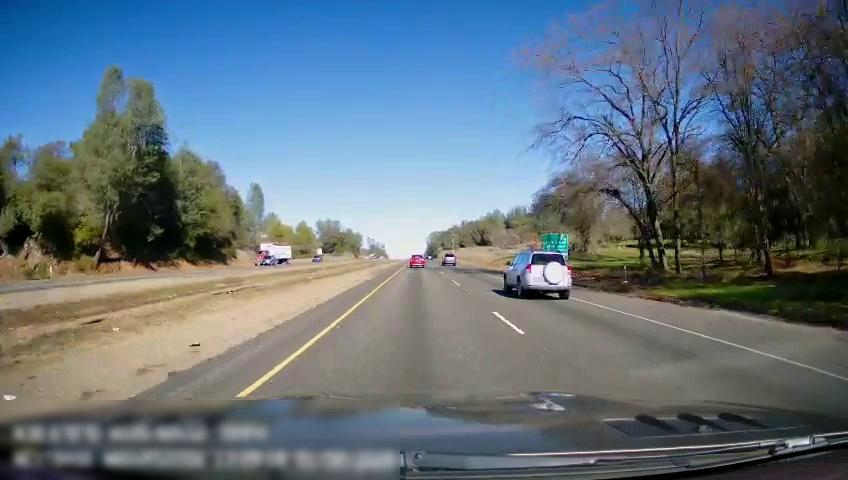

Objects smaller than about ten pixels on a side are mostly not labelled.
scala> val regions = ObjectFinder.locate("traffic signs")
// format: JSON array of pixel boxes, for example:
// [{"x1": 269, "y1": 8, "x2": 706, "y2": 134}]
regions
[{"x1": 543, "y1": 233, "x2": 568, "y2": 257}]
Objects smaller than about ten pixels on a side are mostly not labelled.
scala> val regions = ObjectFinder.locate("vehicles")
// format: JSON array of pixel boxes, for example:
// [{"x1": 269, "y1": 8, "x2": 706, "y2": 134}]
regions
[
  {"x1": 253, "y1": 242, "x2": 292, "y2": 267},
  {"x1": 441, "y1": 252, "x2": 458, "y2": 267},
  {"x1": 408, "y1": 254, "x2": 425, "y2": 268},
  {"x1": 259, "y1": 255, "x2": 275, "y2": 266},
  {"x1": 311, "y1": 255, "x2": 322, "y2": 263},
  {"x1": 502, "y1": 252, "x2": 573, "y2": 300}
]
